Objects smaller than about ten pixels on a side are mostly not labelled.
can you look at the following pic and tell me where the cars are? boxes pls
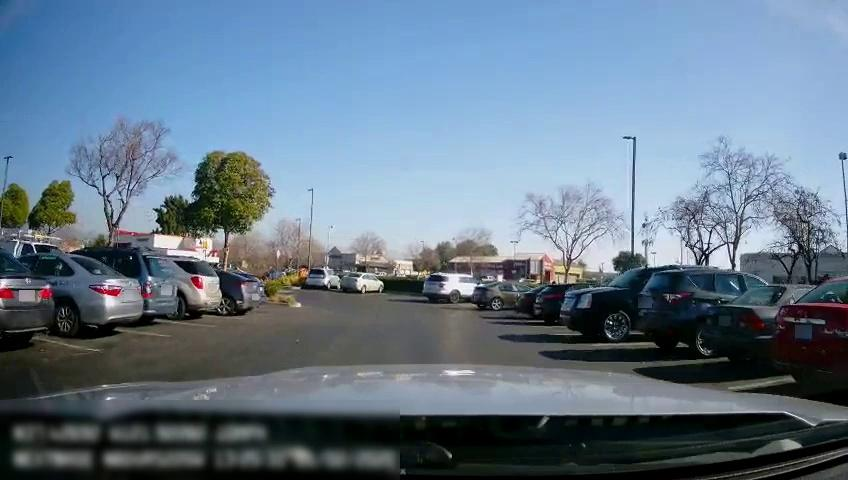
[472,281,536,312]
[198,270,266,309]
[0,253,56,347]
[341,272,385,295]
[0,253,144,338]
[768,276,848,386]
[513,284,582,320]
[701,285,837,376]
[193,269,259,317]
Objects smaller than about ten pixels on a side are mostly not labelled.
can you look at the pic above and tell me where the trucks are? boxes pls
[0,226,75,268]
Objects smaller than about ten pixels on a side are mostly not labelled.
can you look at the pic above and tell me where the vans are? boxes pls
[53,246,179,326]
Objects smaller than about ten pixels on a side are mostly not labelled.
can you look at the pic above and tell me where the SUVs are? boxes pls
[138,255,220,321]
[636,269,792,360]
[422,273,484,305]
[305,268,341,290]
[560,265,726,344]
[533,283,603,327]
